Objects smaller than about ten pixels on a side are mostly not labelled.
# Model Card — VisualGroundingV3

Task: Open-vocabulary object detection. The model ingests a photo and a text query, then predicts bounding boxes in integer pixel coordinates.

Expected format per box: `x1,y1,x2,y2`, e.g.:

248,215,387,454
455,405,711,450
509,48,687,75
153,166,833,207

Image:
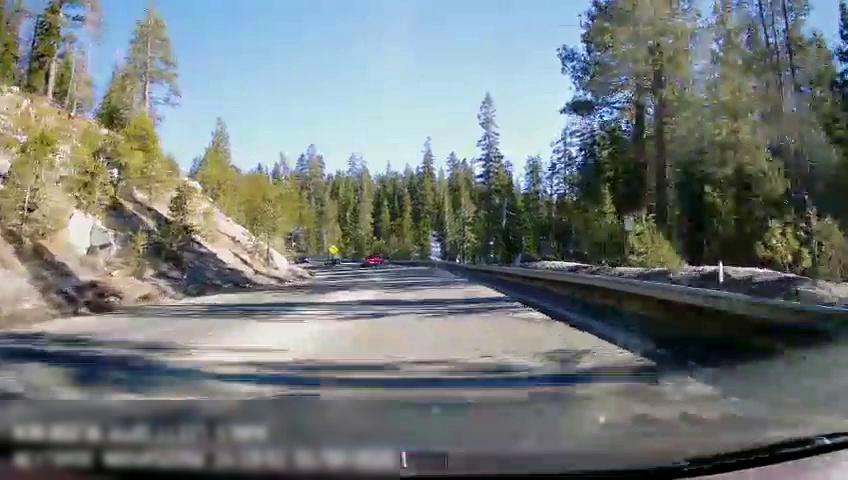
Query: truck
361,254,384,267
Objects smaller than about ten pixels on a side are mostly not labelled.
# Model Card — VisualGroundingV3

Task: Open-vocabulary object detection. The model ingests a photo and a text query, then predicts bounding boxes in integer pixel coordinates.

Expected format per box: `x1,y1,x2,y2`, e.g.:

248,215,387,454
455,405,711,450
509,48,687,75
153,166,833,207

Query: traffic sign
327,244,339,256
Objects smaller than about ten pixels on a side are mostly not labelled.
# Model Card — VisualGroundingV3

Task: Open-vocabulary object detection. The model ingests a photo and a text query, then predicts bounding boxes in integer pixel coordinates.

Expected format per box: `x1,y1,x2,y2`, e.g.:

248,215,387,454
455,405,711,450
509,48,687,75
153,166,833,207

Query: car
294,255,311,264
